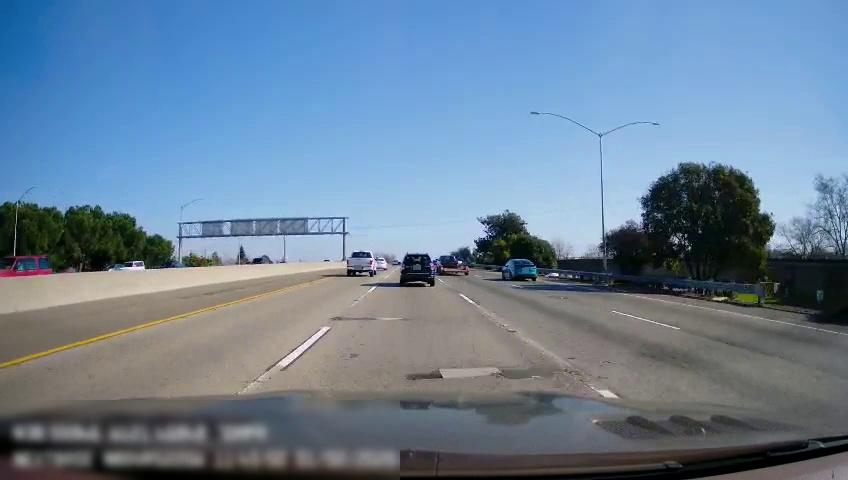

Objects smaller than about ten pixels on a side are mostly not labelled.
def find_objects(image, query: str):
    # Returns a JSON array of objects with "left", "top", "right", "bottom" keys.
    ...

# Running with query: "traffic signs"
[
  {"left": 201, "top": 219, "right": 225, "bottom": 237},
  {"left": 280, "top": 216, "right": 309, "bottom": 235},
  {"left": 255, "top": 217, "right": 279, "bottom": 236},
  {"left": 229, "top": 218, "right": 253, "bottom": 236}
]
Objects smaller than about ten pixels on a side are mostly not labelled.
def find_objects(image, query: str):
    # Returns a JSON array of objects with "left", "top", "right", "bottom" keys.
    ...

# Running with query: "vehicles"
[
  {"left": 346, "top": 250, "right": 378, "bottom": 277},
  {"left": 501, "top": 258, "right": 538, "bottom": 282},
  {"left": 250, "top": 257, "right": 266, "bottom": 265},
  {"left": 103, "top": 263, "right": 126, "bottom": 273},
  {"left": 119, "top": 260, "right": 146, "bottom": 271},
  {"left": 0, "top": 255, "right": 54, "bottom": 278},
  {"left": 374, "top": 257, "right": 388, "bottom": 271},
  {"left": 435, "top": 255, "right": 458, "bottom": 273},
  {"left": 436, "top": 264, "right": 469, "bottom": 277},
  {"left": 397, "top": 251, "right": 436, "bottom": 287}
]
